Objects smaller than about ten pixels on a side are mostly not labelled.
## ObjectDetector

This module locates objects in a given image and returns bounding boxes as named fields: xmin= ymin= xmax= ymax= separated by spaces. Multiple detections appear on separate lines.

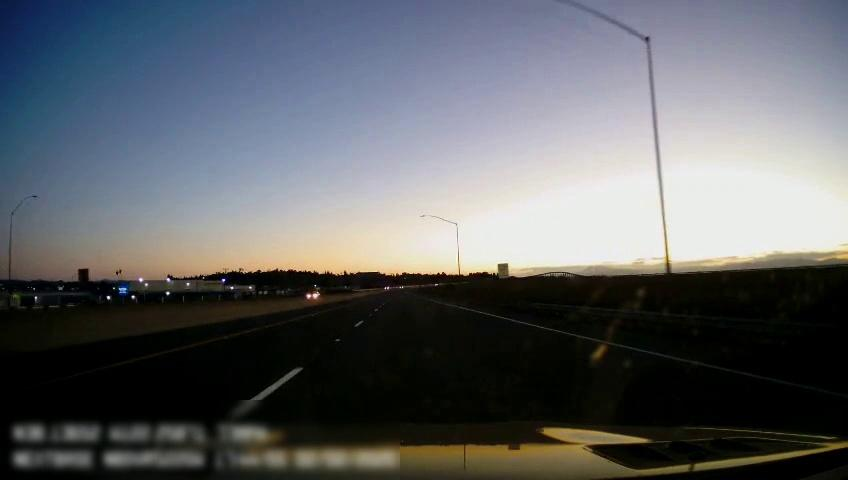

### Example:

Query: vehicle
xmin=306 ymin=289 xmax=321 ymax=298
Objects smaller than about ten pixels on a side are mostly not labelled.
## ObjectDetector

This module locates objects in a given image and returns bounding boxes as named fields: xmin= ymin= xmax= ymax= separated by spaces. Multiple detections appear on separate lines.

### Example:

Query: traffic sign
xmin=497 ymin=263 xmax=509 ymax=279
